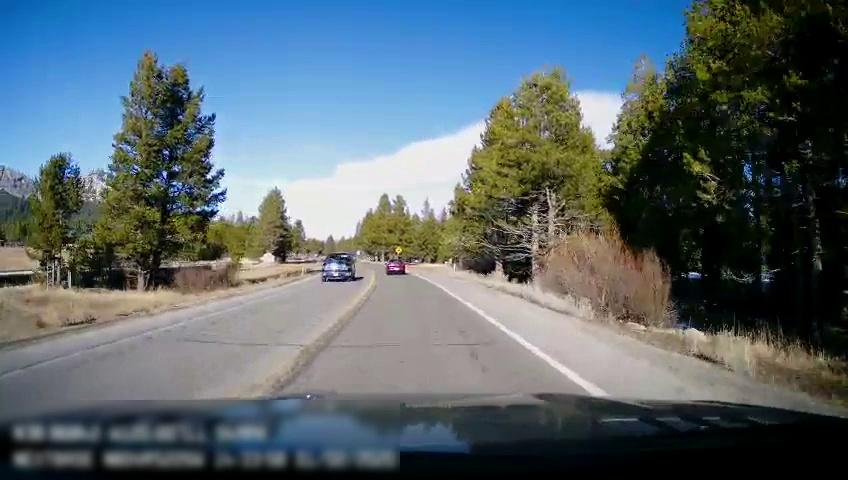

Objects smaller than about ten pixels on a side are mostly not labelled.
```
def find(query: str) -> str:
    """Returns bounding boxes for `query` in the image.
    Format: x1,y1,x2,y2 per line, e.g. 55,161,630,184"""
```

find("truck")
320,253,356,283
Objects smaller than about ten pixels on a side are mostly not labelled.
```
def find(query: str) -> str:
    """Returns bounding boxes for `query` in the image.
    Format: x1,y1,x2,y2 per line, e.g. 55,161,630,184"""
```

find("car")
385,257,406,276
